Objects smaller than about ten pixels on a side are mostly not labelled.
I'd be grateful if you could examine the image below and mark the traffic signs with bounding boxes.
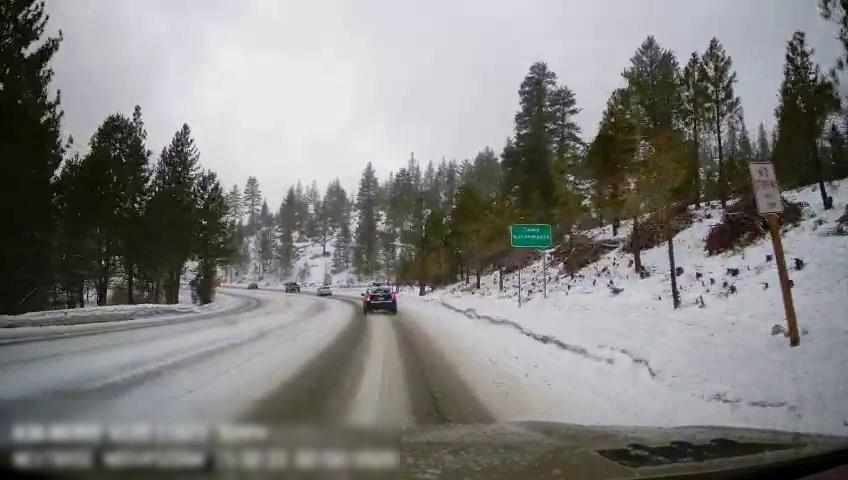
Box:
[746,159,785,214]
[510,223,552,247]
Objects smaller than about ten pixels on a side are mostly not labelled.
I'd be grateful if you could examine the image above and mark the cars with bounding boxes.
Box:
[316,286,332,296]
[361,283,398,315]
